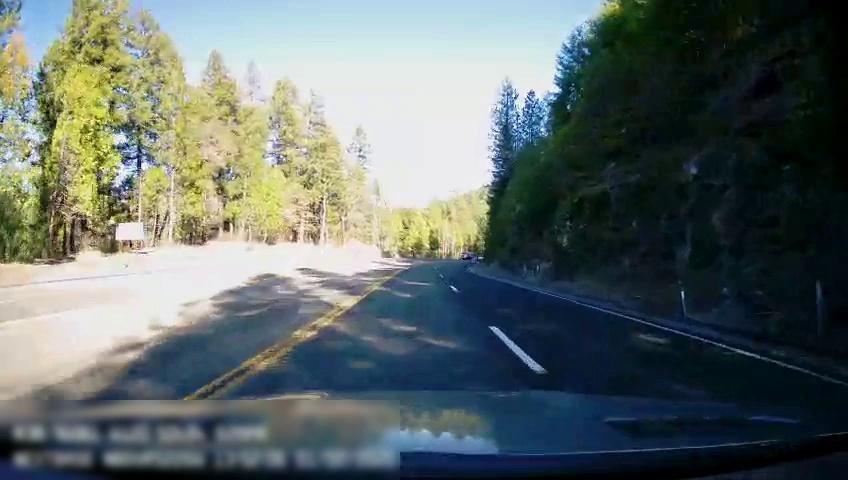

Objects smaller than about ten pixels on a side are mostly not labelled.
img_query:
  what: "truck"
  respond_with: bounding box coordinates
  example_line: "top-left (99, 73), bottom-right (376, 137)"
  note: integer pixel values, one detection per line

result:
top-left (459, 251), bottom-right (474, 261)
